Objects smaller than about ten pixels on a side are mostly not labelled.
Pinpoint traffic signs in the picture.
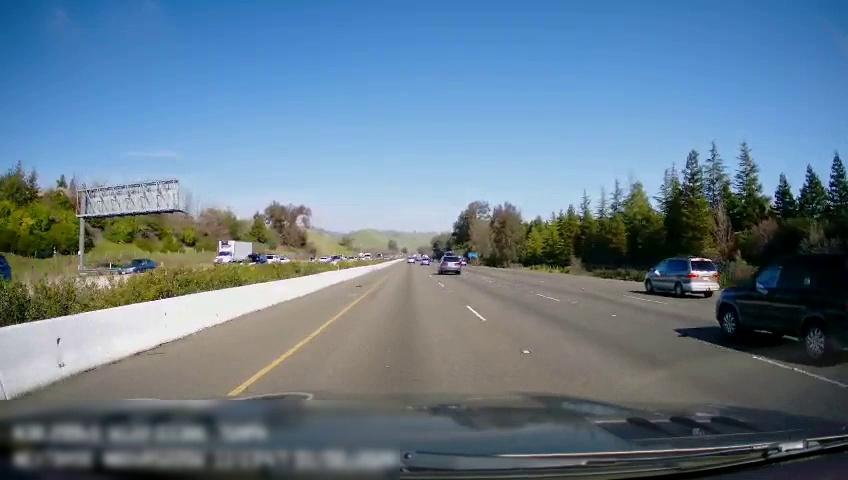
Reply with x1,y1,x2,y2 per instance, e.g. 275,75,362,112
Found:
467,251,481,259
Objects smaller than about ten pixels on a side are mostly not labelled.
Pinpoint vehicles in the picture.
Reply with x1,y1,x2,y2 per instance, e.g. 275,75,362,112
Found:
116,257,161,275
318,256,333,265
444,251,455,258
714,254,848,364
239,254,267,266
328,257,343,265
643,256,721,299
263,254,281,265
276,257,291,265
438,254,462,275
214,239,254,265
0,252,13,285
457,255,468,266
